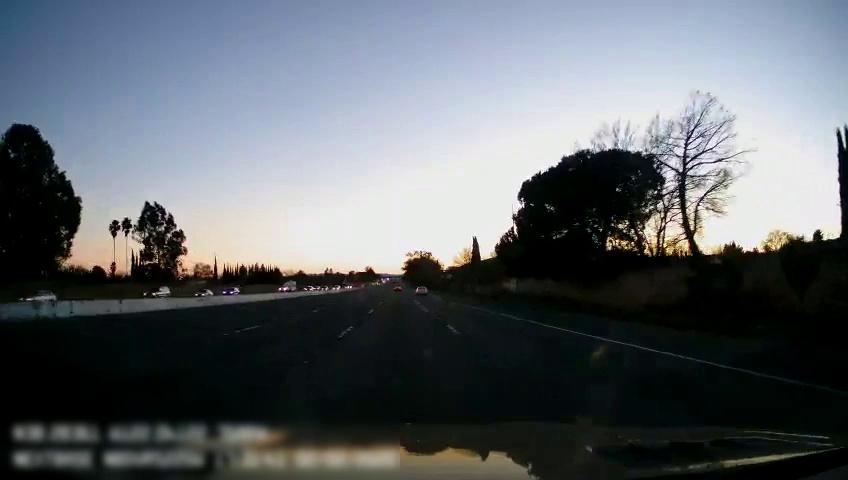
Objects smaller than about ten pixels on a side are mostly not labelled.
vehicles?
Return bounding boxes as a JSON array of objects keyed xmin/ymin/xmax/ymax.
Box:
[
  {"xmin": 141, "ymin": 287, "xmax": 170, "ymax": 299},
  {"xmin": 278, "ymin": 282, "xmax": 296, "ymax": 293},
  {"xmin": 17, "ymin": 289, "xmax": 57, "ymax": 303},
  {"xmin": 416, "ymin": 287, "xmax": 428, "ymax": 297},
  {"xmin": 194, "ymin": 288, "xmax": 215, "ymax": 297},
  {"xmin": 222, "ymin": 287, "xmax": 240, "ymax": 296}
]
